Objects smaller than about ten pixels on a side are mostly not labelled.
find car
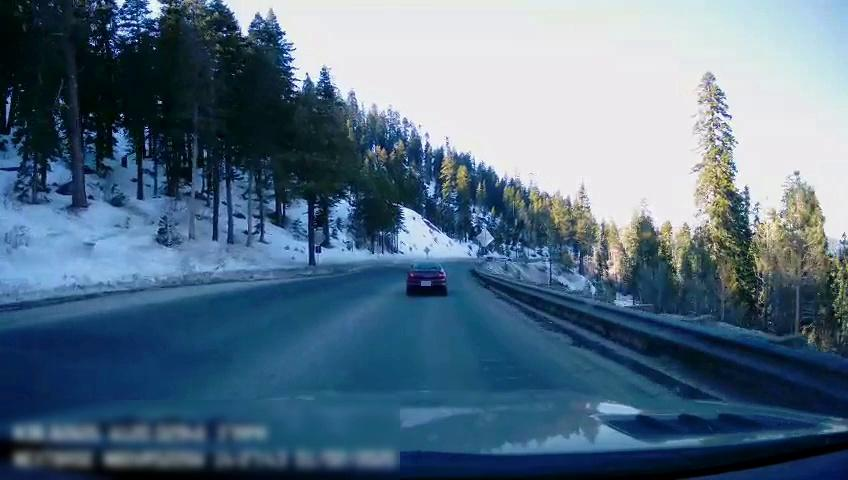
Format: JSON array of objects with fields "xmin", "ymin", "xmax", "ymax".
[{"xmin": 406, "ymin": 261, "xmax": 448, "ymax": 295}]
